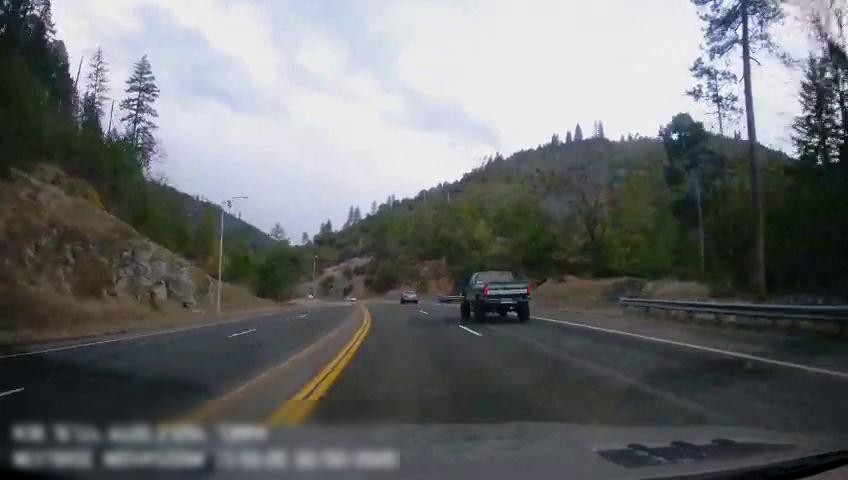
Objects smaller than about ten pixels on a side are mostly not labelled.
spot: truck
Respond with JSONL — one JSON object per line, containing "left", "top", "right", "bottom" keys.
{"left": 459, "top": 270, "right": 531, "bottom": 322}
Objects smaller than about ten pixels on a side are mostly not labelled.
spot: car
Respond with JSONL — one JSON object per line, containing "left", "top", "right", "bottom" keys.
{"left": 400, "top": 289, "right": 418, "bottom": 304}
